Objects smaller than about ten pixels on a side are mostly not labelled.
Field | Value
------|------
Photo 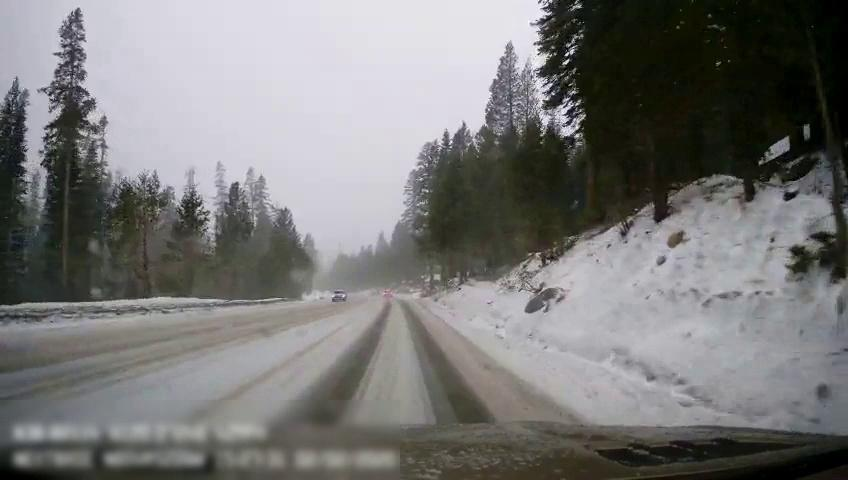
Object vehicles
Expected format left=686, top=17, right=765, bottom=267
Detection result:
left=382, top=289, right=393, bottom=298
left=331, top=289, right=347, bottom=302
